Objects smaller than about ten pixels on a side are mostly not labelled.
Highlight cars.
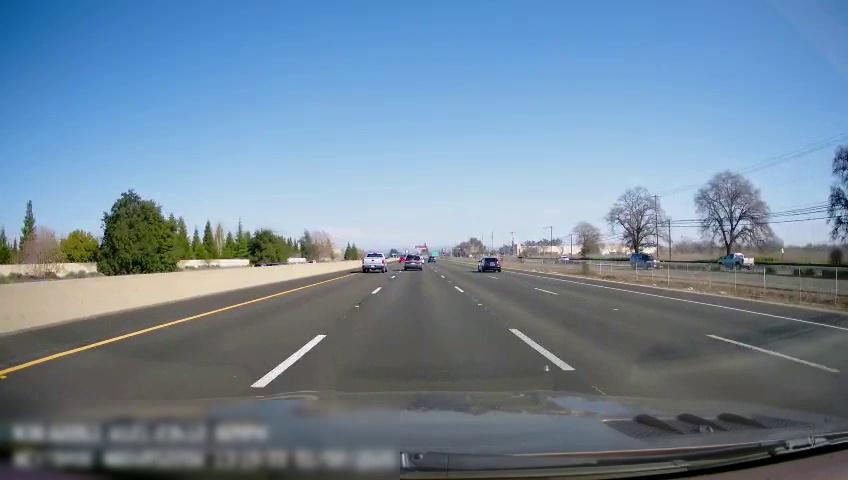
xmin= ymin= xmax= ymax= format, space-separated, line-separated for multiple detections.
xmin=477 ymin=257 xmax=501 ymax=272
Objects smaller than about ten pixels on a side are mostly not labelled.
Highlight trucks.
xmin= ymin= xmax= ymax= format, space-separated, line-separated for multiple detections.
xmin=361 ymin=251 xmax=388 ymax=274
xmin=719 ymin=253 xmax=755 ymax=271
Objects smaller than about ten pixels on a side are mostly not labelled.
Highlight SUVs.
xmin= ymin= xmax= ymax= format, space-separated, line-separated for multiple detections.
xmin=630 ymin=254 xmax=657 ymax=270
xmin=404 ymin=255 xmax=423 ymax=271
